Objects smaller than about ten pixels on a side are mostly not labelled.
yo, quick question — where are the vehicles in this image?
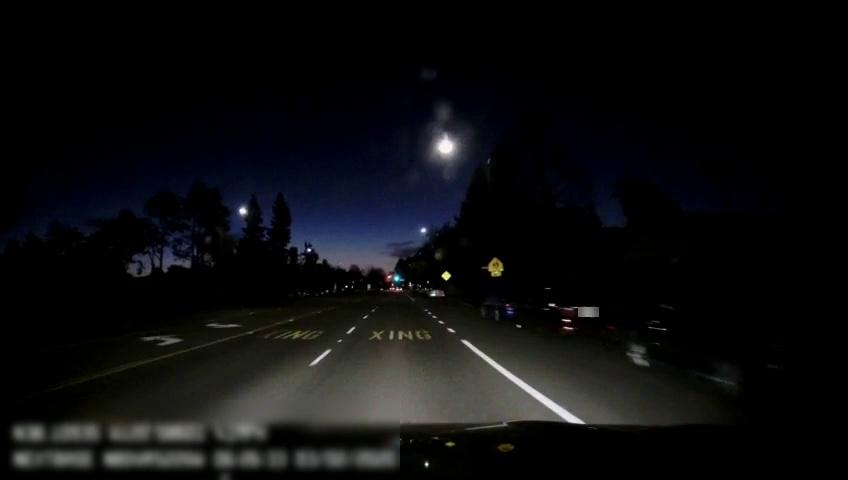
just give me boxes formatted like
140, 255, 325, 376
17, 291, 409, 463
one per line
623, 284, 848, 421
479, 290, 524, 323
514, 283, 622, 343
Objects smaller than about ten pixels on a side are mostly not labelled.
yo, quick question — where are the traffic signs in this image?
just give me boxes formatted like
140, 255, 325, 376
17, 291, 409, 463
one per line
491, 271, 503, 277
440, 270, 452, 281
488, 258, 504, 272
